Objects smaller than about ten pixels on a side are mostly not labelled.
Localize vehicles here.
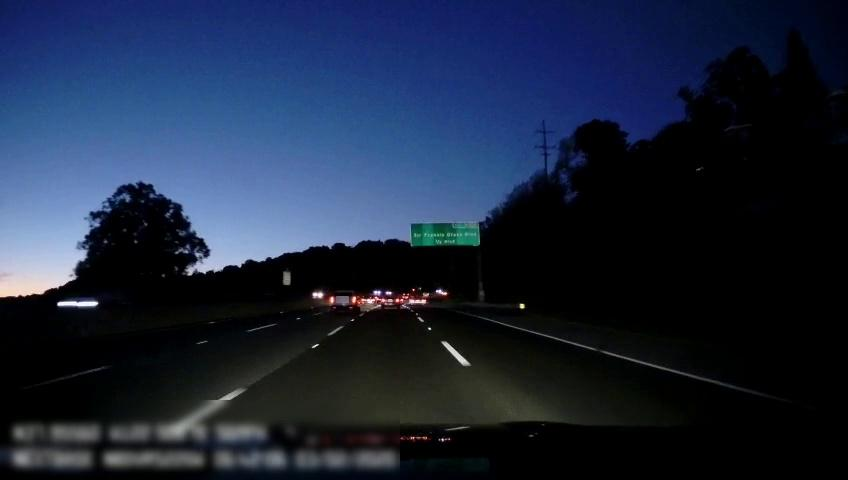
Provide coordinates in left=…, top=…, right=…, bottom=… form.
left=408, top=290, right=426, bottom=307
left=329, top=290, right=361, bottom=313
left=380, top=292, right=400, bottom=309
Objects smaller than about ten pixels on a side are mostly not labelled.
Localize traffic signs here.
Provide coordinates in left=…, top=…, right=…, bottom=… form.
left=410, top=221, right=480, bottom=246
left=282, top=271, right=291, bottom=287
